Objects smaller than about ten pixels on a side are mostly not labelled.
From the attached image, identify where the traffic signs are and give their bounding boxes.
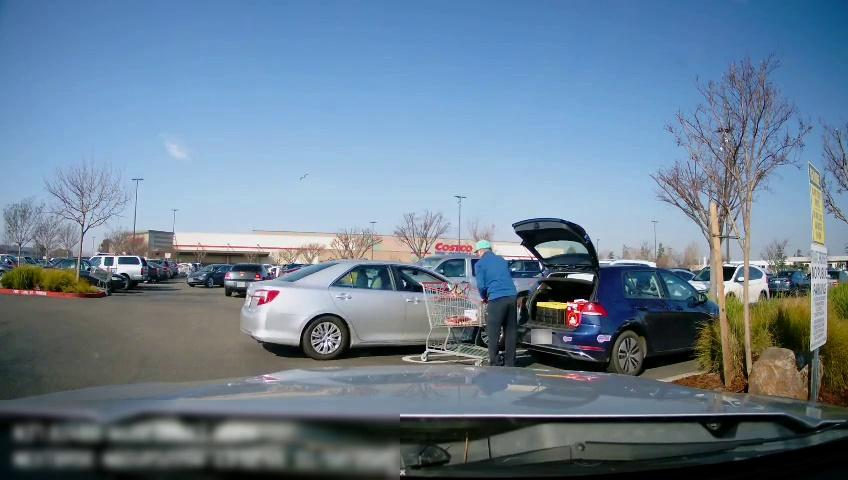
[809,242,829,352]
[807,163,825,246]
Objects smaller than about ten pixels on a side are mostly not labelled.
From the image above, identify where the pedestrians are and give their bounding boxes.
[475,239,518,365]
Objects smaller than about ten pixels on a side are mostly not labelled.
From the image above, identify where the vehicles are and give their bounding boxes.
[90,255,151,289]
[510,217,721,376]
[599,259,658,269]
[688,262,771,307]
[238,258,507,362]
[415,252,540,327]
[54,258,130,293]
[767,269,812,298]
[278,263,303,277]
[223,262,275,297]
[186,263,233,289]
[669,267,697,282]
